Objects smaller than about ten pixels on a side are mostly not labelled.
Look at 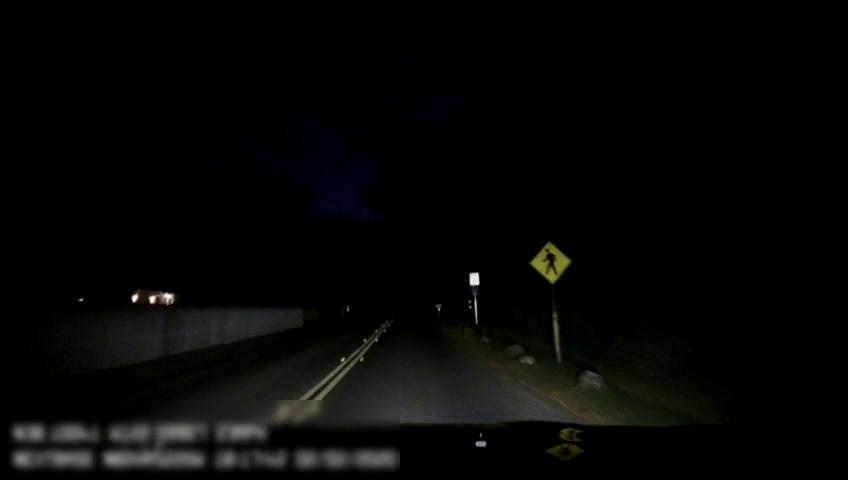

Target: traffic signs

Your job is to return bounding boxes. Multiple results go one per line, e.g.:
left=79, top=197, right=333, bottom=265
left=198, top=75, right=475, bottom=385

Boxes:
left=469, top=272, right=480, bottom=285
left=529, top=242, right=572, bottom=284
